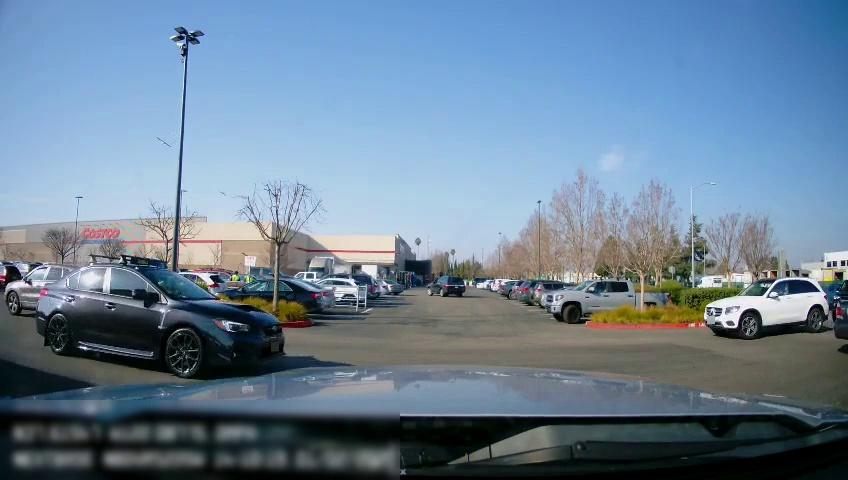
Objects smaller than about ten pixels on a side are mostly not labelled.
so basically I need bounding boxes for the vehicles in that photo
[704,276,830,340]
[321,273,380,308]
[174,271,229,298]
[831,278,848,338]
[2,263,86,318]
[291,271,323,283]
[13,261,43,276]
[307,281,338,314]
[487,278,509,294]
[32,254,286,378]
[381,278,404,297]
[309,253,352,279]
[509,279,525,302]
[515,277,561,307]
[531,282,579,310]
[311,277,360,307]
[221,275,330,319]
[501,277,524,300]
[542,279,645,327]
[427,274,467,298]
[0,262,24,292]
[476,277,493,290]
